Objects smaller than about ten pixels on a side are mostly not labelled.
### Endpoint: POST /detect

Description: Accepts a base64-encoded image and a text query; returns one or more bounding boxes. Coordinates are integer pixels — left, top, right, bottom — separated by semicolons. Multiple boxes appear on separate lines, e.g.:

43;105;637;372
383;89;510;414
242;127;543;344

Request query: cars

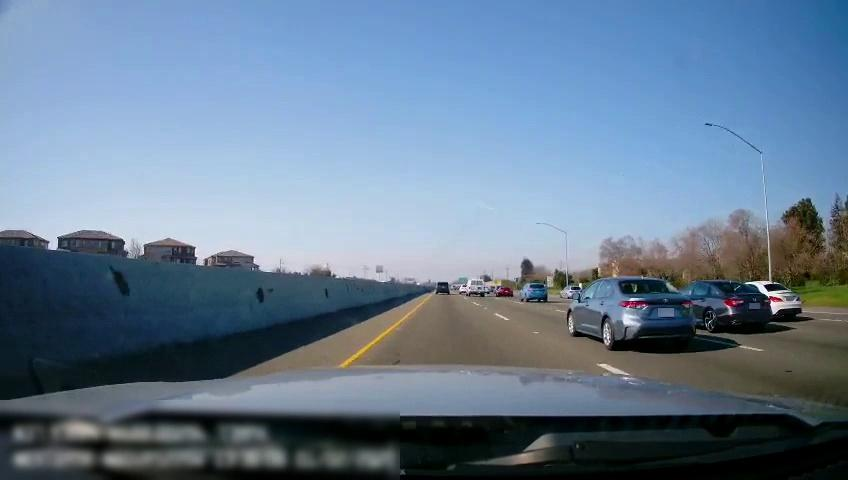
559;285;582;299
748;280;803;319
566;276;697;351
495;286;514;297
682;280;772;332
519;283;549;303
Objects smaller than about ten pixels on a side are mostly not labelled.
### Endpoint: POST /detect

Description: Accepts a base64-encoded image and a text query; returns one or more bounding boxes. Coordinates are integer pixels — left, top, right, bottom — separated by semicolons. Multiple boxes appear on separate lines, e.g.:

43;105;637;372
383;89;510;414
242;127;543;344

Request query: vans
465;279;485;297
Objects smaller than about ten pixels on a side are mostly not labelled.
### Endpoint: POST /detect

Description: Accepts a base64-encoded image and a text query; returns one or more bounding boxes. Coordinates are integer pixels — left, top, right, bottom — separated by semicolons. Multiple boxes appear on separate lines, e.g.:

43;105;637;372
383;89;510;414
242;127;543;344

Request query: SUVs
434;281;450;295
